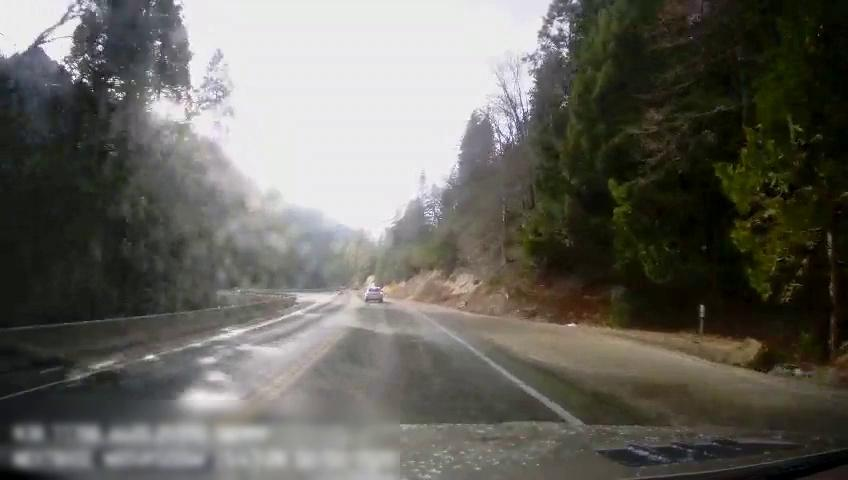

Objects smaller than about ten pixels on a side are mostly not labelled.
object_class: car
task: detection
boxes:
[364,286,383,303]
